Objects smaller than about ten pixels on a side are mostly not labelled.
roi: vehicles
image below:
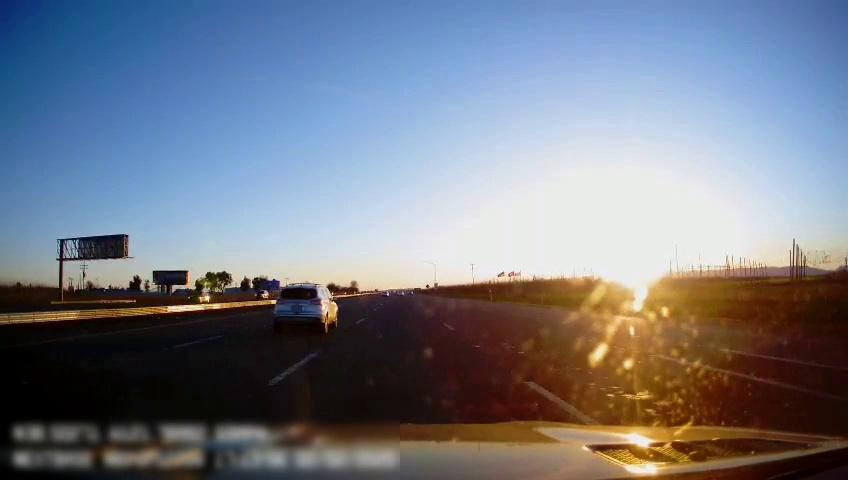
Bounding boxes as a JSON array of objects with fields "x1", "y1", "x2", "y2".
[
  {"x1": 273, "y1": 284, "x2": 339, "y2": 334},
  {"x1": 254, "y1": 290, "x2": 270, "y2": 300},
  {"x1": 186, "y1": 291, "x2": 211, "y2": 304}
]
